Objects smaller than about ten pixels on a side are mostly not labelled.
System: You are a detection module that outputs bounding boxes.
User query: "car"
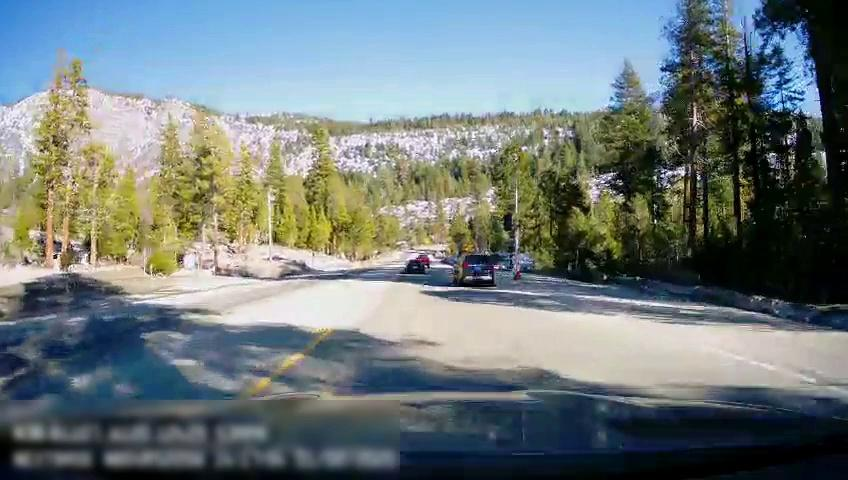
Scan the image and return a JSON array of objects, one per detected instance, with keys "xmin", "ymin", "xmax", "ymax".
[{"xmin": 404, "ymin": 259, "xmax": 425, "ymax": 274}]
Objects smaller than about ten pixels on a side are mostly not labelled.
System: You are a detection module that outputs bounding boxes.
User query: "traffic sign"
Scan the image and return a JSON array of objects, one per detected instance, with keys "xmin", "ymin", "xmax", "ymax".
[{"xmin": 463, "ymin": 240, "xmax": 475, "ymax": 253}]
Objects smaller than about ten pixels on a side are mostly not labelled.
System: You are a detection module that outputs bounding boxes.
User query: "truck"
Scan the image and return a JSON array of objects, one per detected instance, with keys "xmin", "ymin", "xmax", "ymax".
[{"xmin": 416, "ymin": 254, "xmax": 431, "ymax": 268}]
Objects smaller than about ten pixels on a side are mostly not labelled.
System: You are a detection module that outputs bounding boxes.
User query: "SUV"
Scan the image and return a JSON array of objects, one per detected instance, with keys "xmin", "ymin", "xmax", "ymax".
[{"xmin": 451, "ymin": 253, "xmax": 496, "ymax": 286}]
